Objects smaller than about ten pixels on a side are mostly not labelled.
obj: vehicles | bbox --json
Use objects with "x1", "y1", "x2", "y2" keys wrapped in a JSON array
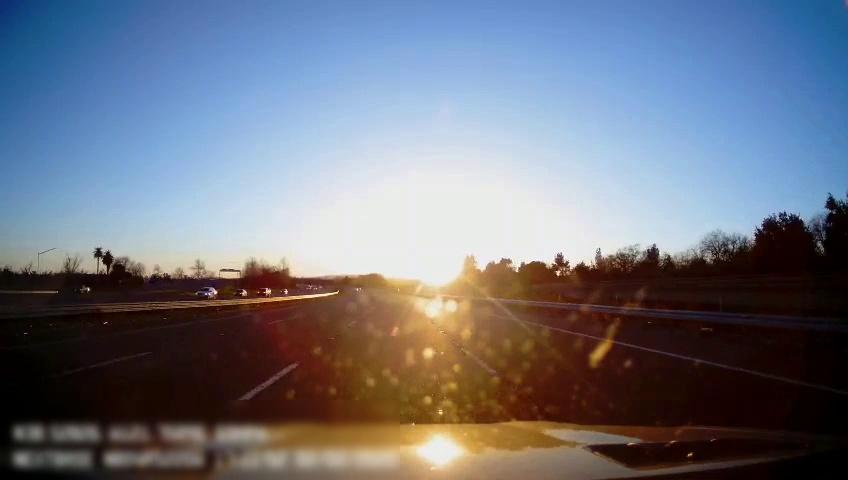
[
  {"x1": 70, "y1": 285, "x2": 90, "y2": 295},
  {"x1": 233, "y1": 289, "x2": 248, "y2": 297},
  {"x1": 195, "y1": 287, "x2": 218, "y2": 300},
  {"x1": 257, "y1": 287, "x2": 272, "y2": 297}
]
